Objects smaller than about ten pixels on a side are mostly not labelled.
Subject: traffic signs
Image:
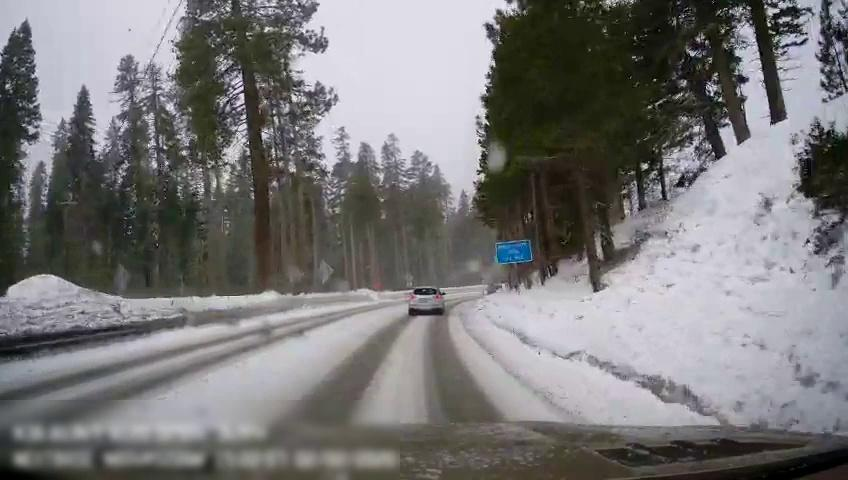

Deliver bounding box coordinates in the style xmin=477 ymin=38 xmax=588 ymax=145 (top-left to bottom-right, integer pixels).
xmin=315 ymin=257 xmax=335 ymax=286
xmin=495 ymin=239 xmax=534 ymax=266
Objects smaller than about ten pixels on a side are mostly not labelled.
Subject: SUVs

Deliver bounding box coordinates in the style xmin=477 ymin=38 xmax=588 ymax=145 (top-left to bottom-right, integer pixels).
xmin=407 ymin=285 xmax=447 ymax=316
